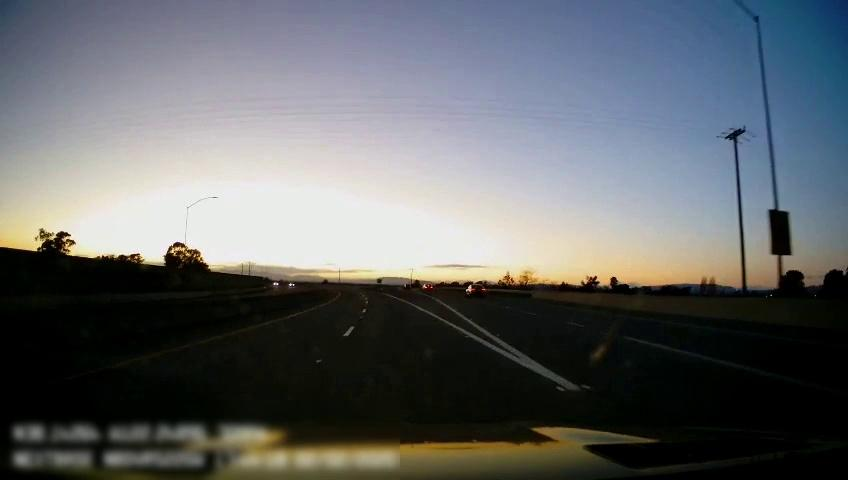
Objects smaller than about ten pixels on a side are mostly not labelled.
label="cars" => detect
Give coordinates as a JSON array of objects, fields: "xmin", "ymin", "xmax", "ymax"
[
  {"xmin": 422, "ymin": 283, "xmax": 434, "ymax": 291},
  {"xmin": 465, "ymin": 284, "xmax": 486, "ymax": 296}
]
